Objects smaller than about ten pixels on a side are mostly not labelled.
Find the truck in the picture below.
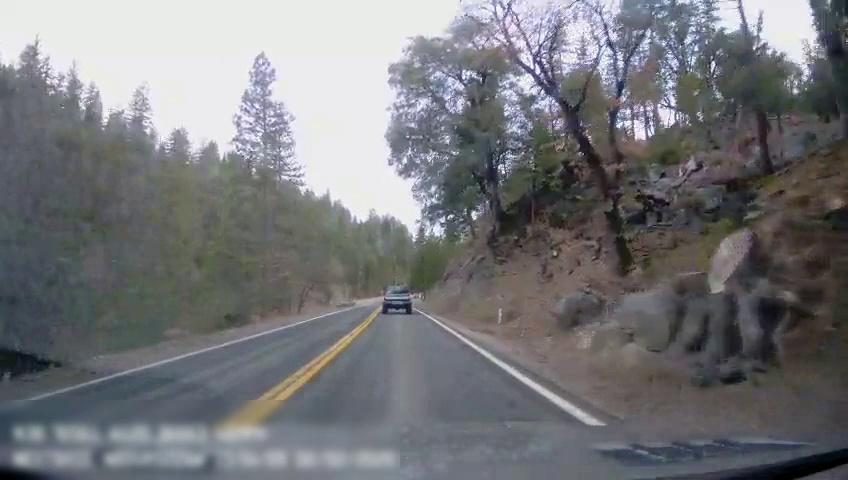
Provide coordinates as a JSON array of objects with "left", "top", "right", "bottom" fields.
[{"left": 381, "top": 285, "right": 412, "bottom": 315}]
